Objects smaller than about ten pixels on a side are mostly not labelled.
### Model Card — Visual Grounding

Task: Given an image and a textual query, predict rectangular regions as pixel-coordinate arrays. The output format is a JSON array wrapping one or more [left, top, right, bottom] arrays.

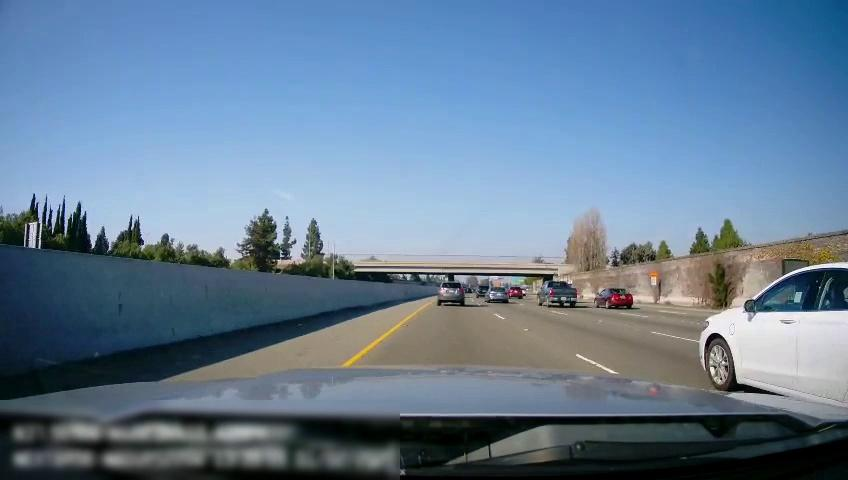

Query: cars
[[593, 287, 634, 310], [484, 287, 508, 304], [697, 261, 848, 409]]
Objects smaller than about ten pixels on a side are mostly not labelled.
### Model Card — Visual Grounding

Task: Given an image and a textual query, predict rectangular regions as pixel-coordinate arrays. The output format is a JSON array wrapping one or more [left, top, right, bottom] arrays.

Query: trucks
[[537, 279, 579, 308]]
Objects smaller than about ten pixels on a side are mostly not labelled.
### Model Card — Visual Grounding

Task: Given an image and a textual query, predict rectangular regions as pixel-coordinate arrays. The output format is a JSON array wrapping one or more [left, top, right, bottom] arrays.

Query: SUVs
[[475, 285, 491, 299], [436, 281, 465, 307], [506, 286, 523, 300]]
